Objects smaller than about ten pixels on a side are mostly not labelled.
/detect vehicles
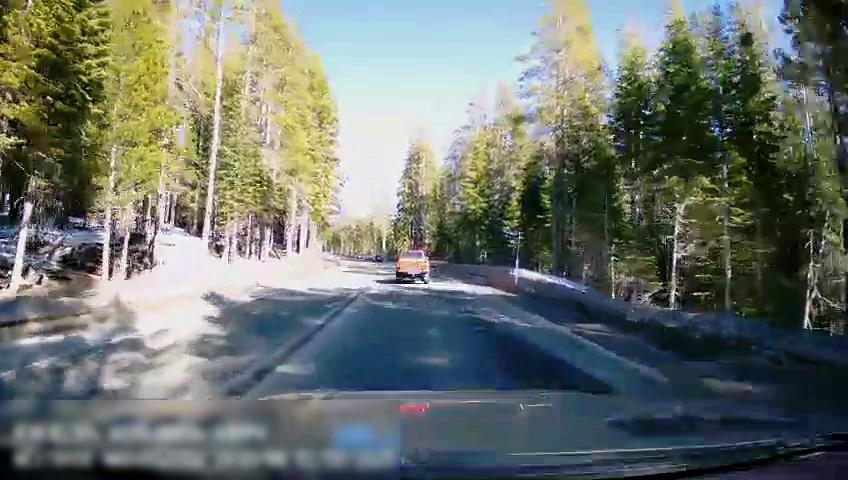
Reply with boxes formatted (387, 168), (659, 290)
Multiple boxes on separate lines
(371, 253), (385, 263)
(395, 249), (431, 285)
